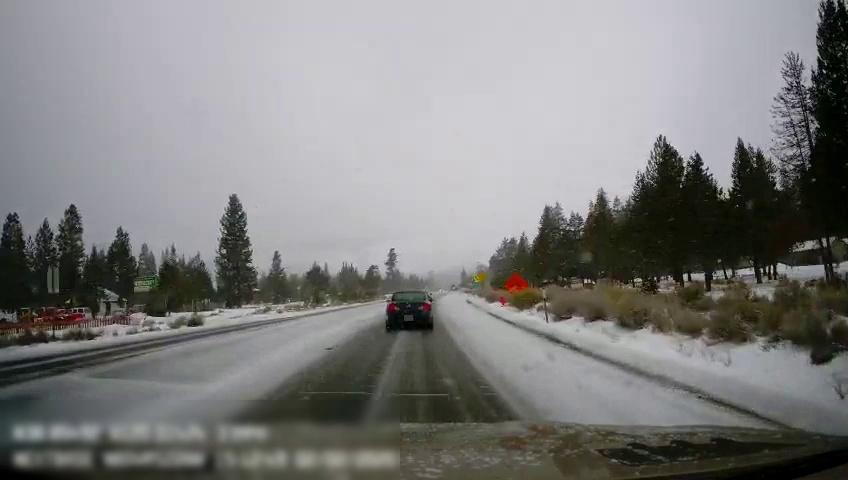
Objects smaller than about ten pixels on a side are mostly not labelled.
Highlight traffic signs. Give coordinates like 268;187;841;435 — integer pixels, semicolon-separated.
504;272;528;297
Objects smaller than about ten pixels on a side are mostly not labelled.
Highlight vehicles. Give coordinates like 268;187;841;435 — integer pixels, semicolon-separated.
386;290;433;331
113;309;127;318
